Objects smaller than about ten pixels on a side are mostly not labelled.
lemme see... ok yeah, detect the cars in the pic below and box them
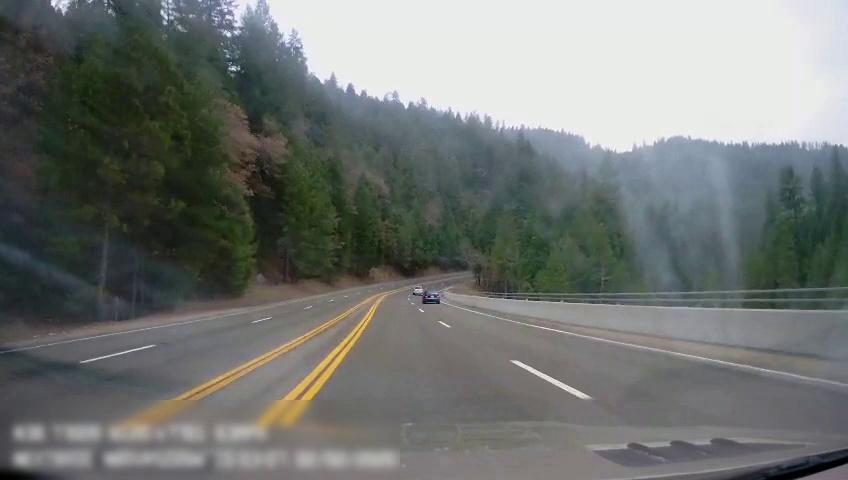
[413,285,425,296]
[421,290,440,305]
